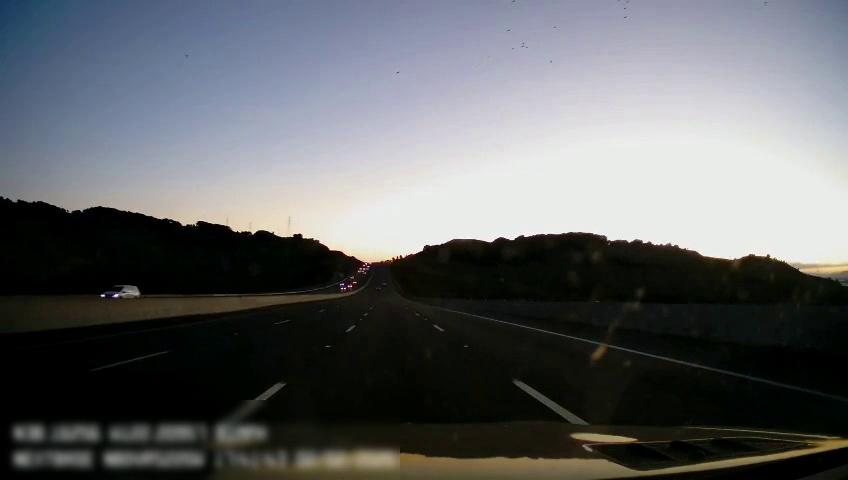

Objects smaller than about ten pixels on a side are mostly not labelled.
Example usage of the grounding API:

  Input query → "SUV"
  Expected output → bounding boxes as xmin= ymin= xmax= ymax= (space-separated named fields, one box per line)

xmin=99 ymin=283 xmax=141 ymax=299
